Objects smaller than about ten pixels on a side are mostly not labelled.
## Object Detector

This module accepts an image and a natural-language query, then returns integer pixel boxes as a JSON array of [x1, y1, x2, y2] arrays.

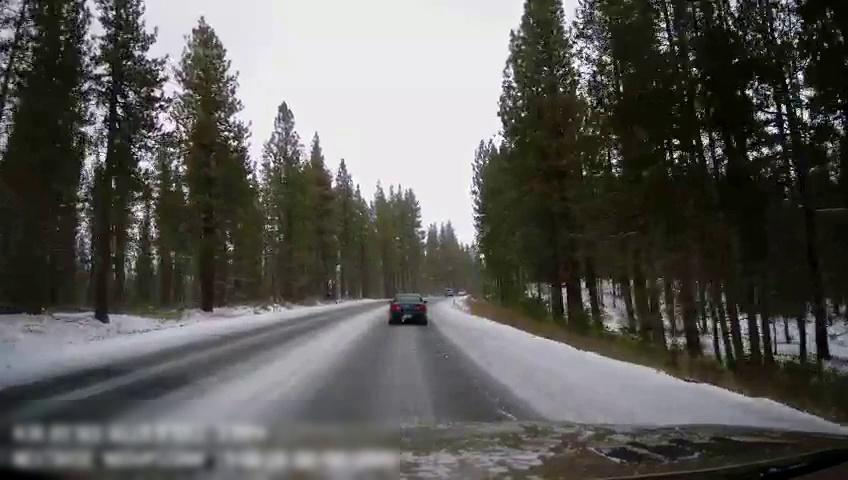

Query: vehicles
[[444, 287, 456, 297], [388, 293, 429, 326]]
